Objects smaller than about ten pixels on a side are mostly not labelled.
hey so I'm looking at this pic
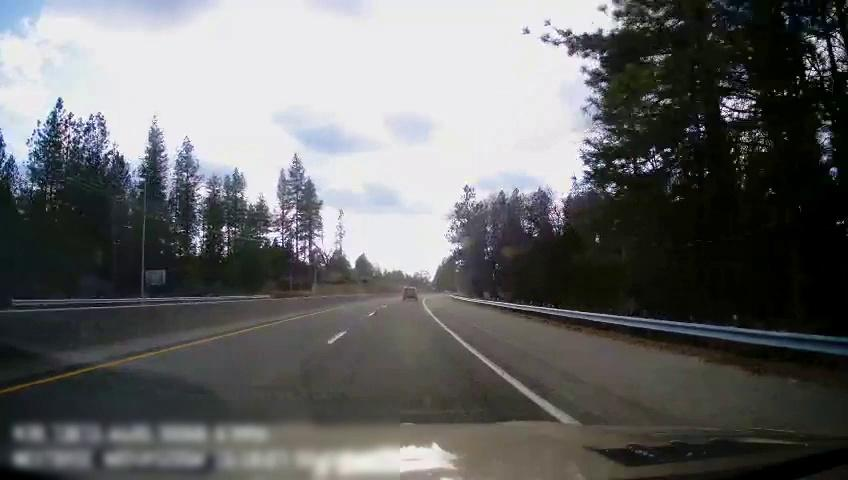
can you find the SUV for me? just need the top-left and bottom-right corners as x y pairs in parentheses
(402, 287), (419, 302)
